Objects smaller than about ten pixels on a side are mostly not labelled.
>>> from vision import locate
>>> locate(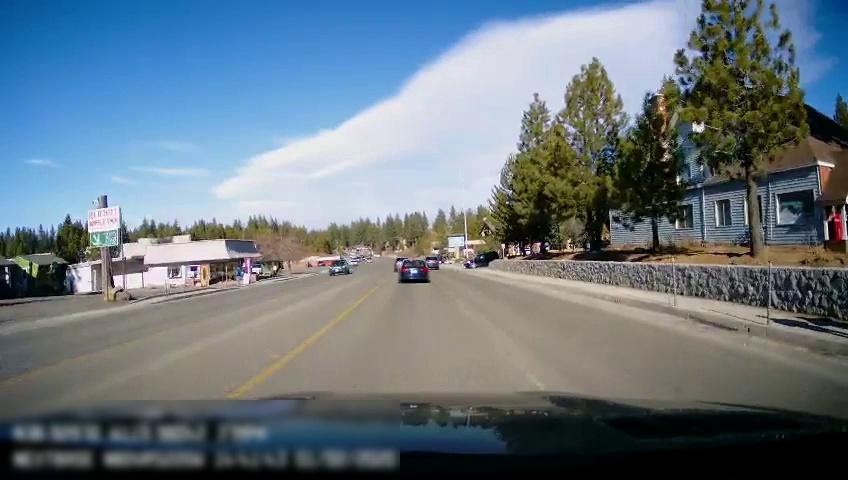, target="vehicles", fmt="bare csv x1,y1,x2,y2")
465,251,500,269
393,258,409,273
400,259,428,283
424,256,440,270
329,259,350,276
